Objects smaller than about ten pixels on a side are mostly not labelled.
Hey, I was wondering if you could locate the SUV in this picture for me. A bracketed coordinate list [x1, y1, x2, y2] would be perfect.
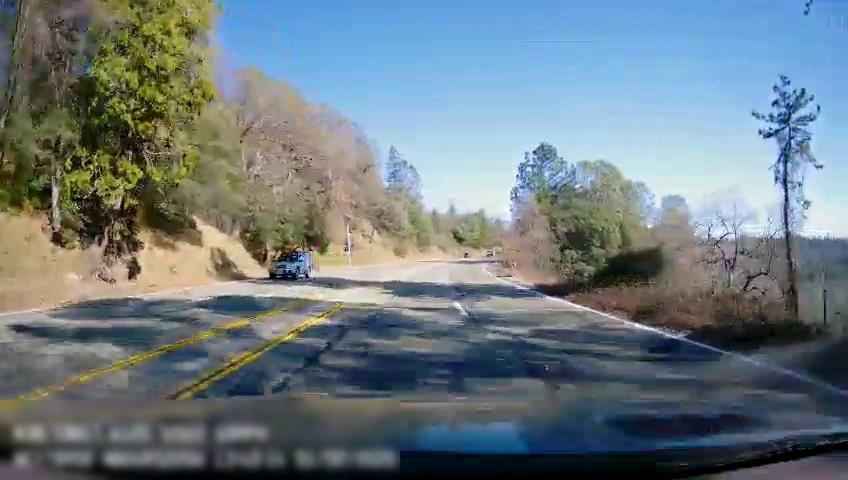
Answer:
[267, 250, 313, 281]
